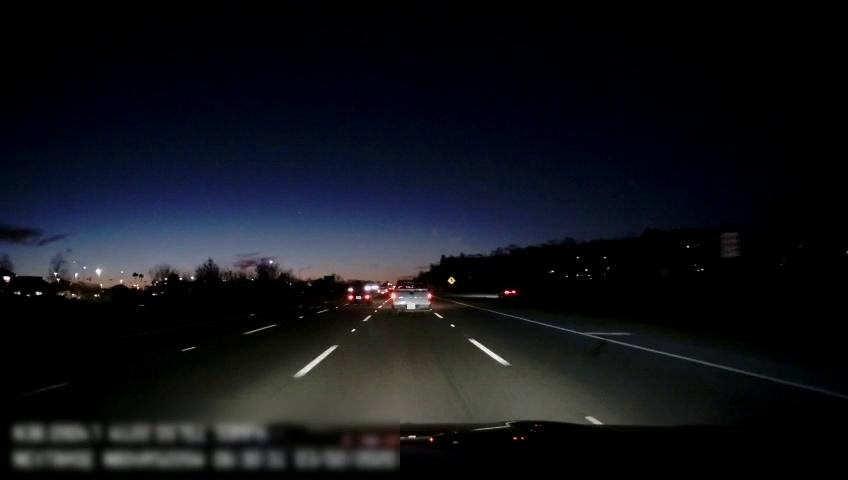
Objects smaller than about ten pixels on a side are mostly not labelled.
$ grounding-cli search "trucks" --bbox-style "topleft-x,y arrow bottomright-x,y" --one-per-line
389,281 -> 433,315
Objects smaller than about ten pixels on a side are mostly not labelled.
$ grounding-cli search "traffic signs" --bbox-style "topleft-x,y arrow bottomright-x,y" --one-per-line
447,275 -> 456,286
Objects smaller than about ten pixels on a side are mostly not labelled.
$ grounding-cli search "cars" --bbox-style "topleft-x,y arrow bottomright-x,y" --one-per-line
344,288 -> 374,312
497,288 -> 517,300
